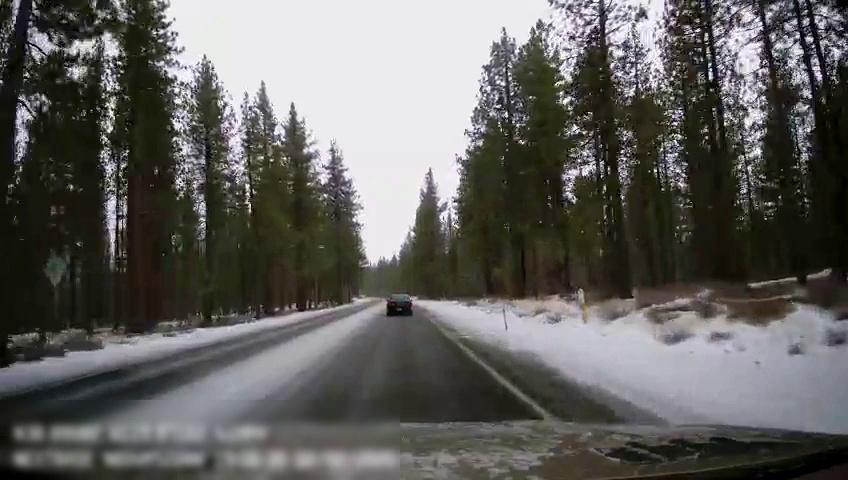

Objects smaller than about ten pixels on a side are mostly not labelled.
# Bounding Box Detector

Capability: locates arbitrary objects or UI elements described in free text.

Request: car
[386,292,413,316]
